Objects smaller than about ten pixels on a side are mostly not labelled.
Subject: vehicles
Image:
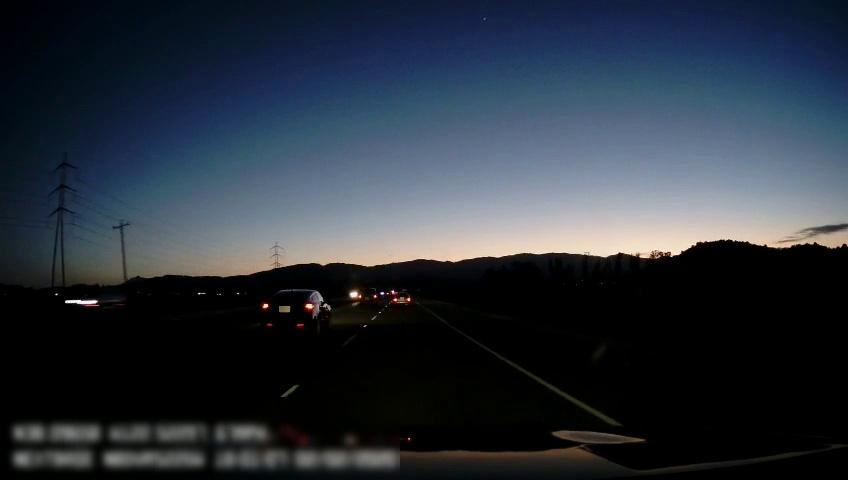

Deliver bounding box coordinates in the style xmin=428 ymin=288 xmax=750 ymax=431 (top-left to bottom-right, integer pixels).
xmin=393 ymin=291 xmax=412 ymax=306
xmin=261 ymin=289 xmax=332 ymax=338
xmin=360 ymin=289 xmax=380 ymax=305
xmin=63 ymin=293 xmax=101 ymax=311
